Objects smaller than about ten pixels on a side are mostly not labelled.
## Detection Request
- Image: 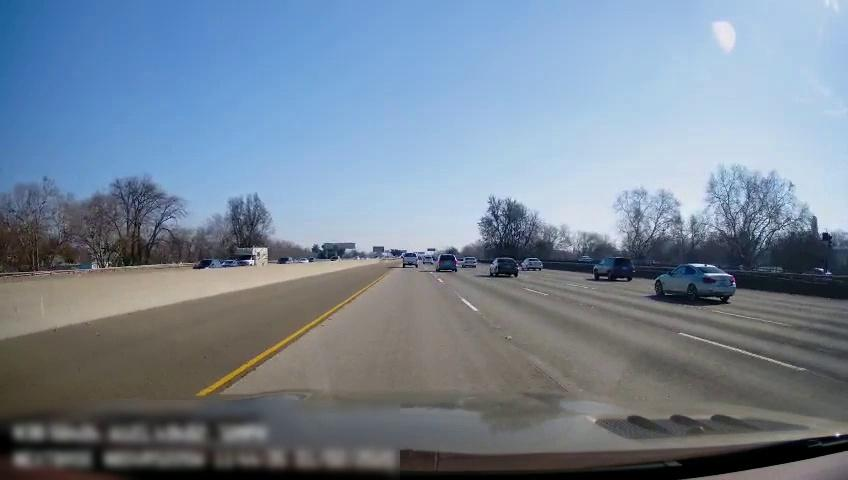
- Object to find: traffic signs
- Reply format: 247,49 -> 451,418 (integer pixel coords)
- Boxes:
372,246 -> 385,253
338,242 -> 356,250
323,242 -> 336,250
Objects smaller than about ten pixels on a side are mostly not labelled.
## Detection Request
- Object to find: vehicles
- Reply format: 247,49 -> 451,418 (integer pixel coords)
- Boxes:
192,258 -> 224,270
221,258 -> 241,268
592,255 -> 634,281
276,256 -> 295,264
435,253 -> 458,272
489,257 -> 519,278
521,257 -> 543,272
401,252 -> 419,268
299,257 -> 310,264
575,254 -> 594,262
422,255 -> 434,265
236,247 -> 269,267
462,256 -> 477,268
654,262 -> 737,303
